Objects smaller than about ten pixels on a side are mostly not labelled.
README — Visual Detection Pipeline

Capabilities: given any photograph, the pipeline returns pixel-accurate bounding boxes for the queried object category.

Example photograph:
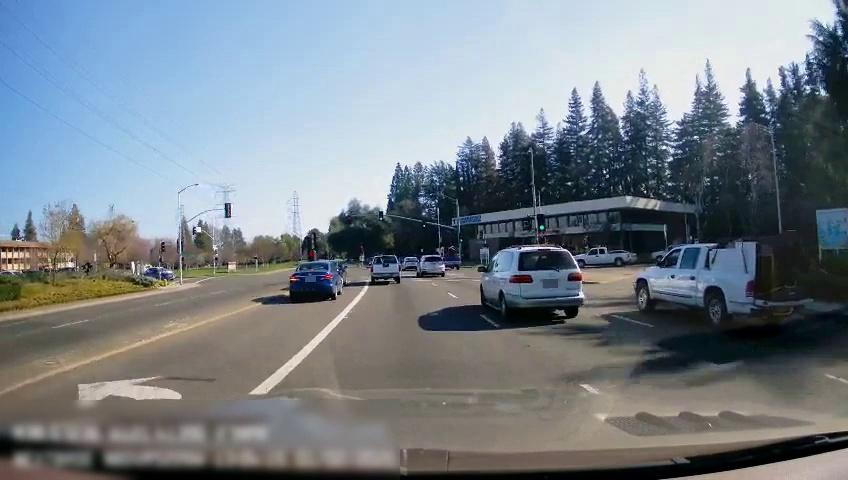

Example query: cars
[287,260,345,300]
[143,266,177,280]
[402,256,419,272]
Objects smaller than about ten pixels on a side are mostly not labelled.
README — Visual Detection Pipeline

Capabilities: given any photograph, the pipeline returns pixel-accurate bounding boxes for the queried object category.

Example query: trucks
[370,254,401,285]
[573,246,639,268]
[633,231,819,327]
[442,249,461,271]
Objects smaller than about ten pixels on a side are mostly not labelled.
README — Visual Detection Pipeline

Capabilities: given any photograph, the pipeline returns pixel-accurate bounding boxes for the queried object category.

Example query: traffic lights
[223,202,232,219]
[378,210,385,222]
[523,217,533,233]
[160,240,167,253]
[308,231,316,250]
[308,249,316,261]
[537,213,548,234]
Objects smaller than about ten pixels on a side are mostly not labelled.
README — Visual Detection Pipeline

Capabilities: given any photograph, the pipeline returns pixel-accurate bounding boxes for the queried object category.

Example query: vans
[476,244,585,323]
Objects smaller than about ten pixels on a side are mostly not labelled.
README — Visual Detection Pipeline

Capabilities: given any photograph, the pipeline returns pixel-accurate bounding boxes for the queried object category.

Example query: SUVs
[415,254,446,278]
